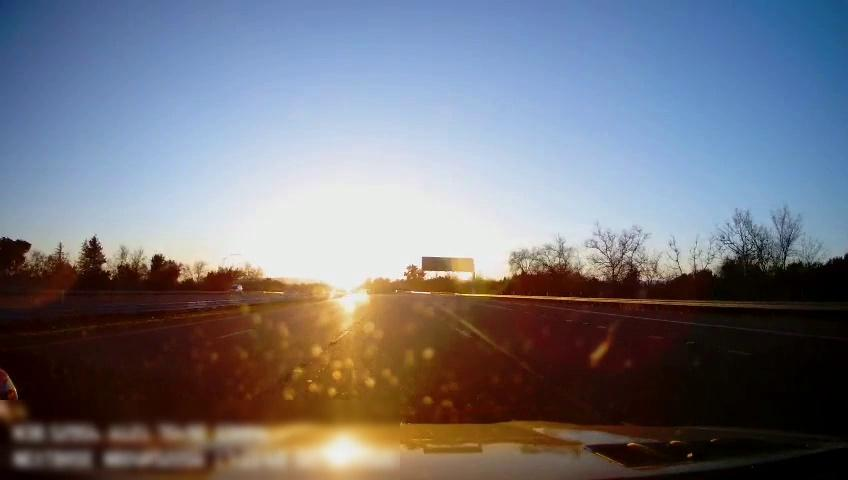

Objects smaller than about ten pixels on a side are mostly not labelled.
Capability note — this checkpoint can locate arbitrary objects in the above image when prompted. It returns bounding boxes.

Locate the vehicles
[0,369,26,444]
[228,284,243,295]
